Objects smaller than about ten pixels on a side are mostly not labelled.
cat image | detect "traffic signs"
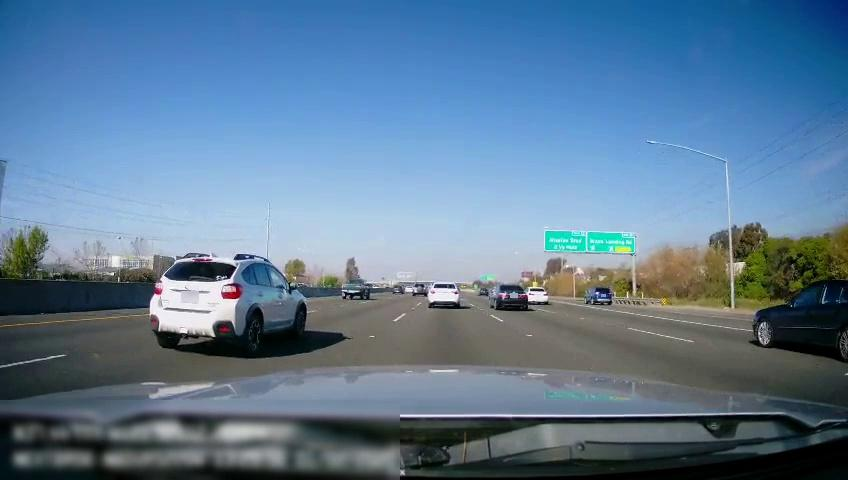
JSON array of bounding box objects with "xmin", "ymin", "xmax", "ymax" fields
[
  {"xmin": 543, "ymin": 230, "xmax": 588, "ymax": 253},
  {"xmin": 479, "ymin": 273, "xmax": 497, "ymax": 281},
  {"xmin": 587, "ymin": 230, "xmax": 637, "ymax": 255}
]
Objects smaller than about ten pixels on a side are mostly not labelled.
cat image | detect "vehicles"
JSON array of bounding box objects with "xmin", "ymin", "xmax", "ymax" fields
[
  {"xmin": 149, "ymin": 252, "xmax": 308, "ymax": 354},
  {"xmin": 427, "ymin": 281, "xmax": 461, "ymax": 308},
  {"xmin": 288, "ymin": 282, "xmax": 309, "ymax": 289},
  {"xmin": 341, "ymin": 277, "xmax": 371, "ymax": 300},
  {"xmin": 478, "ymin": 287, "xmax": 489, "ymax": 297},
  {"xmin": 412, "ymin": 283, "xmax": 427, "ymax": 296},
  {"xmin": 751, "ymin": 276, "xmax": 848, "ymax": 364},
  {"xmin": 392, "ymin": 284, "xmax": 405, "ymax": 295},
  {"xmin": 488, "ymin": 284, "xmax": 529, "ymax": 311},
  {"xmin": 584, "ymin": 286, "xmax": 613, "ymax": 305},
  {"xmin": 522, "ymin": 285, "xmax": 549, "ymax": 305}
]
